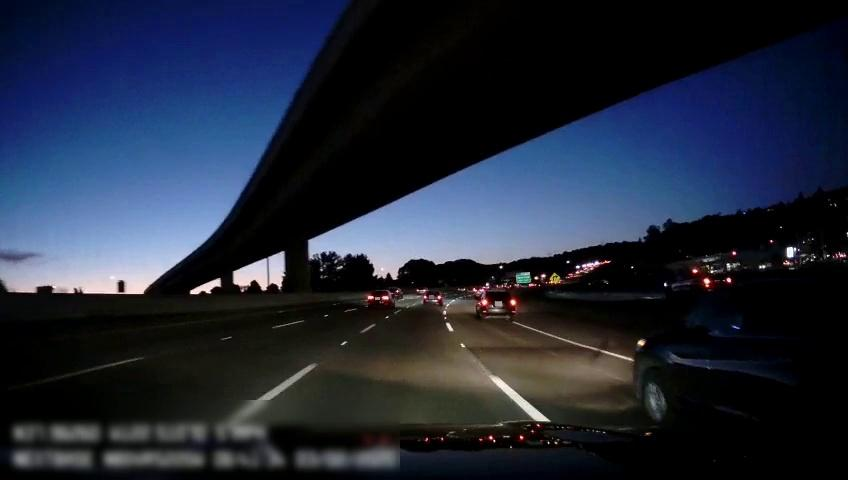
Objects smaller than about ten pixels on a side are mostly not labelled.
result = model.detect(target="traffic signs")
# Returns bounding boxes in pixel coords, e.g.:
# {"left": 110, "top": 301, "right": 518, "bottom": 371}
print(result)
{"left": 549, "top": 273, "right": 561, "bottom": 285}
{"left": 515, "top": 272, "right": 532, "bottom": 284}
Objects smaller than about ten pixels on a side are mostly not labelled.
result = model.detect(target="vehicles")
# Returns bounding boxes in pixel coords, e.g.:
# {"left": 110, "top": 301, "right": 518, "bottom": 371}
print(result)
{"left": 633, "top": 277, "right": 848, "bottom": 437}
{"left": 476, "top": 290, "right": 516, "bottom": 323}
{"left": 390, "top": 286, "right": 404, "bottom": 299}
{"left": 367, "top": 289, "right": 396, "bottom": 311}
{"left": 423, "top": 290, "right": 443, "bottom": 306}
{"left": 416, "top": 285, "right": 429, "bottom": 295}
{"left": 664, "top": 263, "right": 735, "bottom": 303}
